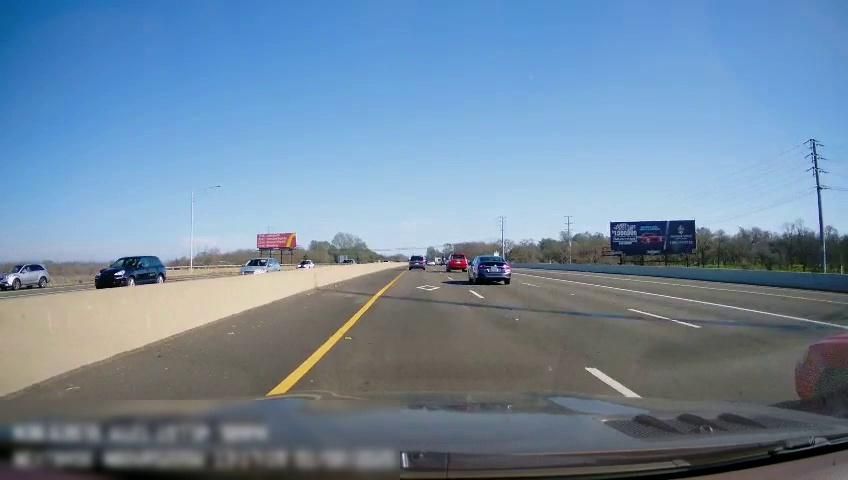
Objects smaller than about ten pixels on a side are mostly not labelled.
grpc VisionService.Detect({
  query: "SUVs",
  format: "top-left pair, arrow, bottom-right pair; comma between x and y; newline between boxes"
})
409,256 -> 425,270
94,255 -> 167,291
0,262 -> 49,291
445,253 -> 469,272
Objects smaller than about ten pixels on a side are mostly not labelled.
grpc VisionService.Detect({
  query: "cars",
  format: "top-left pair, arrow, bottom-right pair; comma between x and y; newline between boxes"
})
793,328 -> 848,420
238,257 -> 281,276
296,260 -> 315,271
467,255 -> 512,285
